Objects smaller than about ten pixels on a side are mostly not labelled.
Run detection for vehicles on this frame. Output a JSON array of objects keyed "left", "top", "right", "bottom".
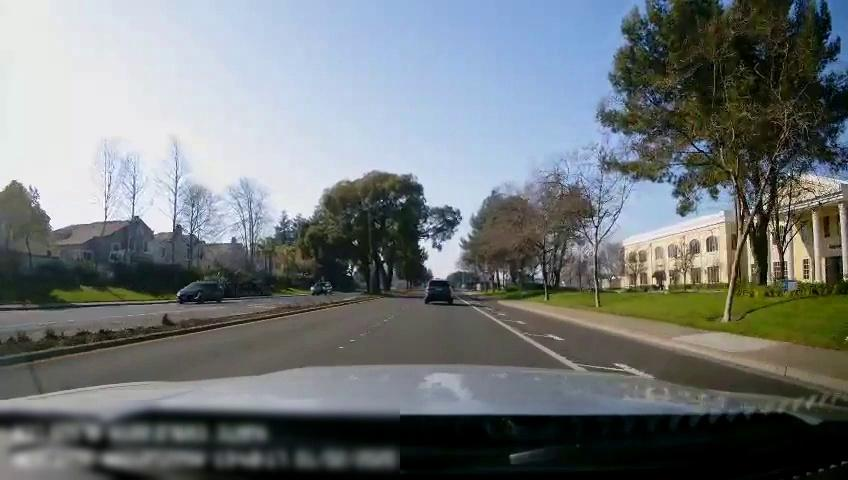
[
  {"left": 310, "top": 281, "right": 335, "bottom": 297},
  {"left": 176, "top": 281, "right": 224, "bottom": 304},
  {"left": 424, "top": 280, "right": 456, "bottom": 306}
]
